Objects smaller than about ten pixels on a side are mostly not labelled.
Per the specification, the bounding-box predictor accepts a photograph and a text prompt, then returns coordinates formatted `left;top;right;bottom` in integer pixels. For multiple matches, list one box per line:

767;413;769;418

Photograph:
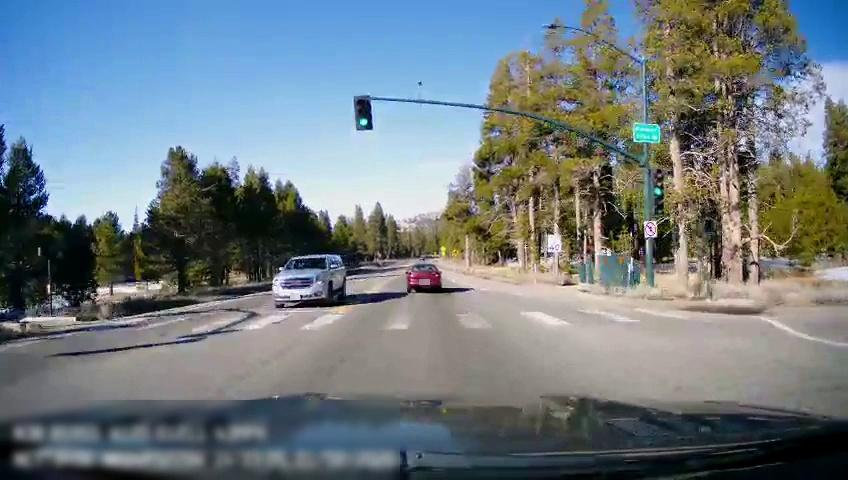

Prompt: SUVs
271;254;347;309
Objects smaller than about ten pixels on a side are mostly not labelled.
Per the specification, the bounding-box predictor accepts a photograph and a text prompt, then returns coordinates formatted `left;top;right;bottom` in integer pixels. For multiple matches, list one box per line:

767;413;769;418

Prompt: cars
406;263;443;293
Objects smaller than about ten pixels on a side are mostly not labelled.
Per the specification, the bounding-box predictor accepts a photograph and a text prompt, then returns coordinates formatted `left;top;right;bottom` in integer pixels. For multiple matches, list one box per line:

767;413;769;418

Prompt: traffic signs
644;219;659;238
633;122;662;145
546;233;562;253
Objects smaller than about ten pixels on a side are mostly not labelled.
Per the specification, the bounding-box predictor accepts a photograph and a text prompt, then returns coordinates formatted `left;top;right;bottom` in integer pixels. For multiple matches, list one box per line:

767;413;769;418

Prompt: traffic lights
352;95;373;131
652;167;665;215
